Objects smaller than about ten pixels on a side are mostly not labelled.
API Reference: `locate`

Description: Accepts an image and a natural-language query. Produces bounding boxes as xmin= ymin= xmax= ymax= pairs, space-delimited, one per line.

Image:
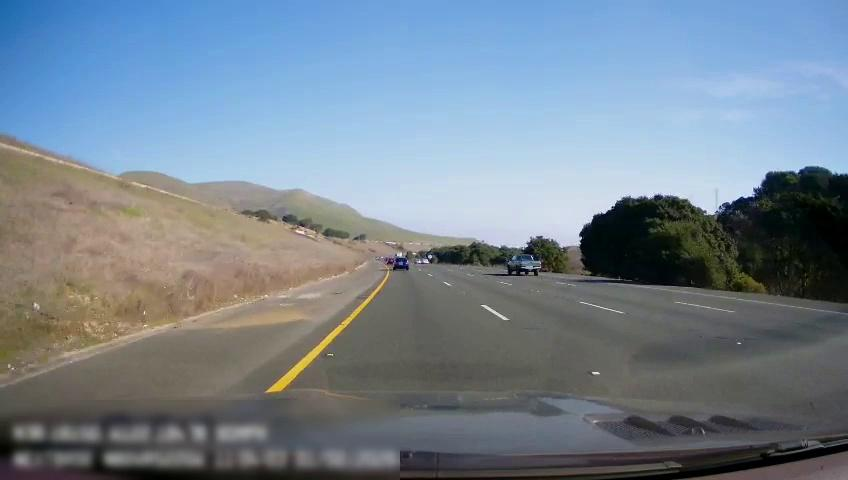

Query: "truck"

xmin=506 ymin=253 xmax=542 ymax=276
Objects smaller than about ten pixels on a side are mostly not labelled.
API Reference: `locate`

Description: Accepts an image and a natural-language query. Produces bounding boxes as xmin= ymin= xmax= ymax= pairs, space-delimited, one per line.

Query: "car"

xmin=392 ymin=257 xmax=409 ymax=270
